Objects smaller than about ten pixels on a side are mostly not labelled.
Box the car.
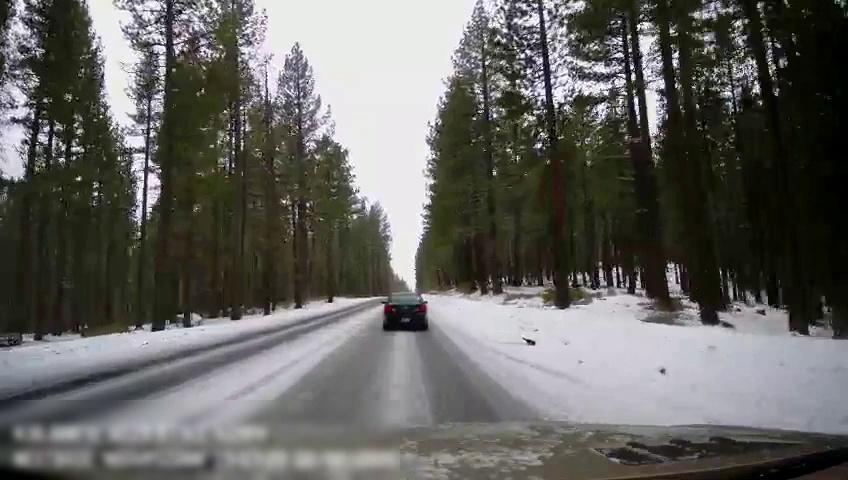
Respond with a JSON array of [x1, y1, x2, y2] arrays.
[[379, 292, 429, 330]]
